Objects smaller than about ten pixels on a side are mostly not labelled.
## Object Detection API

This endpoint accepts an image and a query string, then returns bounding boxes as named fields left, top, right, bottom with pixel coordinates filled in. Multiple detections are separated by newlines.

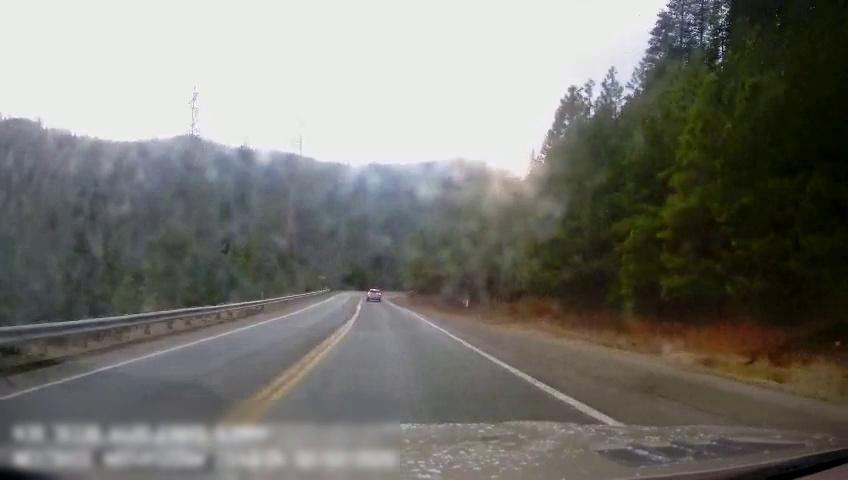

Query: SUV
left=366, top=288, right=382, bottom=302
